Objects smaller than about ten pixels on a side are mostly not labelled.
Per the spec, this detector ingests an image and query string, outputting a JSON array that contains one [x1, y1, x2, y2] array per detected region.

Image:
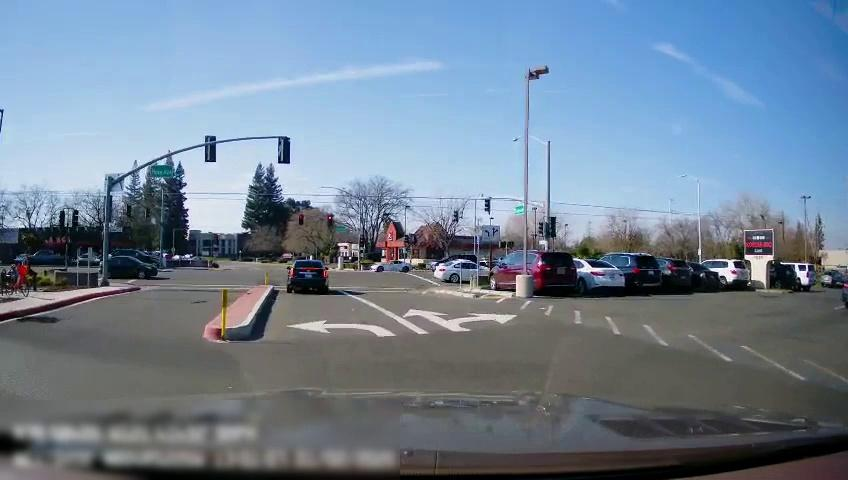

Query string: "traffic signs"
[[150, 164, 173, 178], [482, 225, 500, 242]]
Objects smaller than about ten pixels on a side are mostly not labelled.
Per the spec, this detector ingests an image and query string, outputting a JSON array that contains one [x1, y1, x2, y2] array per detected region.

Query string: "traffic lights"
[[72, 209, 79, 228], [59, 210, 66, 230], [277, 136, 290, 164], [328, 213, 333, 224], [204, 135, 217, 163], [298, 213, 304, 225], [484, 199, 491, 213], [103, 195, 113, 221], [550, 216, 557, 237], [453, 210, 459, 222], [538, 222, 544, 237], [126, 205, 132, 216]]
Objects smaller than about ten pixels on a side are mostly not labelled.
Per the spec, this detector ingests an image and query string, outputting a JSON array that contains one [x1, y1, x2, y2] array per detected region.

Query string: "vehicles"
[[820, 270, 844, 288], [700, 259, 749, 291], [430, 254, 478, 273], [754, 265, 797, 288], [98, 256, 158, 280], [687, 263, 720, 291], [841, 279, 848, 309], [112, 248, 160, 268], [23, 250, 65, 267], [604, 253, 662, 295], [488, 250, 576, 298], [655, 258, 692, 293], [434, 261, 492, 283], [370, 260, 412, 273], [779, 262, 817, 292], [286, 260, 330, 293], [573, 258, 625, 297]]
